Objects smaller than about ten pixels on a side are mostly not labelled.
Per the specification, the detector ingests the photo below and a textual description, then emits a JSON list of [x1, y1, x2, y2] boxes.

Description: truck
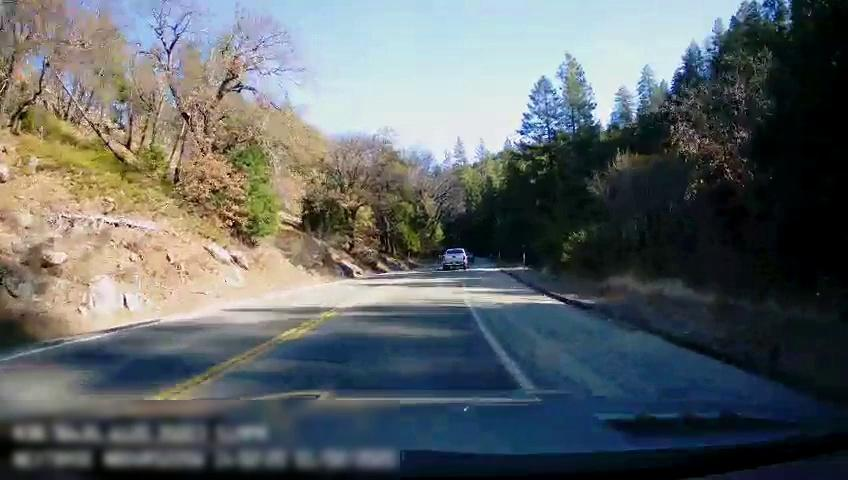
[[442, 248, 468, 270]]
